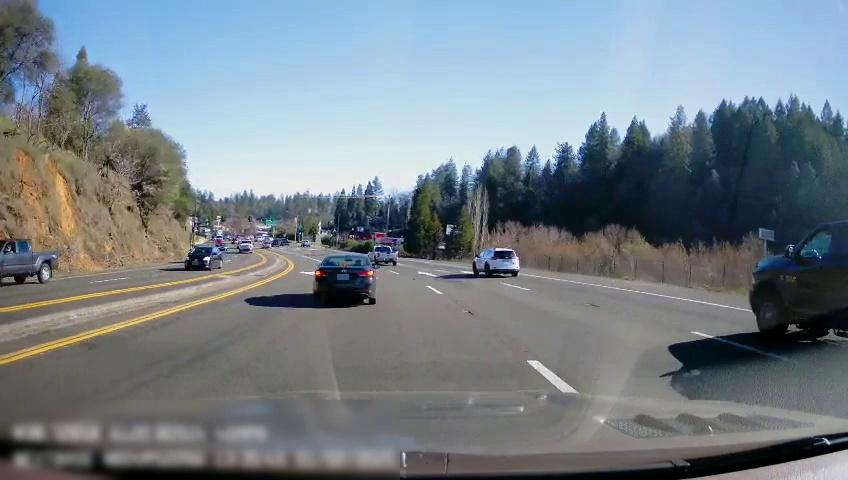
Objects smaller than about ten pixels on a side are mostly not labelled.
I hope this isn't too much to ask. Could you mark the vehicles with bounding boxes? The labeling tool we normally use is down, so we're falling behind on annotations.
[0,239,58,285]
[749,220,848,340]
[313,253,381,306]
[299,239,313,247]
[471,248,521,278]
[184,245,224,271]
[369,245,399,267]
[238,239,254,254]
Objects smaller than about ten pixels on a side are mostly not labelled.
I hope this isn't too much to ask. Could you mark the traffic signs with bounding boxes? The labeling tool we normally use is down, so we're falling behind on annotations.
[260,216,274,225]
